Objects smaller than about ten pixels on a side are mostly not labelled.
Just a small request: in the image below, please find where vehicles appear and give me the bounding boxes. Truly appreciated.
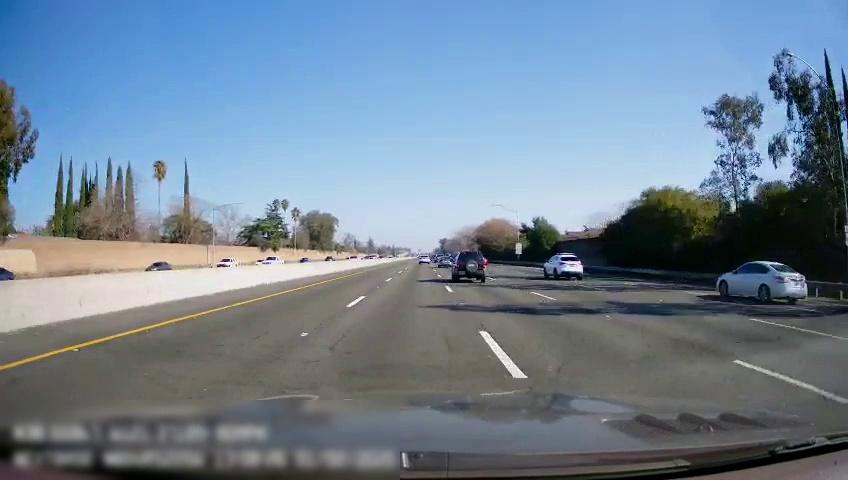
[298,257,311,263]
[261,255,284,265]
[544,254,584,281]
[216,257,239,268]
[324,255,336,261]
[437,257,450,267]
[716,261,808,306]
[418,254,431,265]
[0,266,17,281]
[143,261,172,272]
[451,250,487,283]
